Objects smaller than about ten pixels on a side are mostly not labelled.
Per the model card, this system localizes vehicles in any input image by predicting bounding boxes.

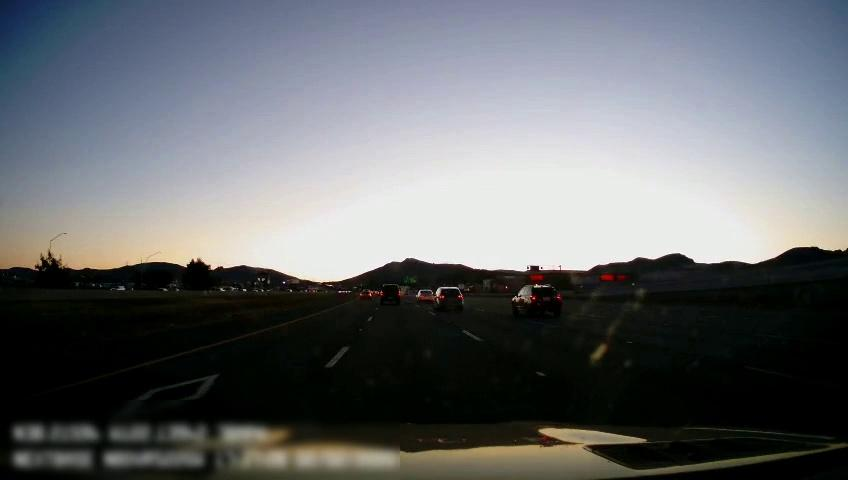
[415,289,435,303]
[156,287,169,292]
[379,283,401,304]
[109,285,126,291]
[359,290,373,301]
[432,286,465,312]
[511,284,563,318]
